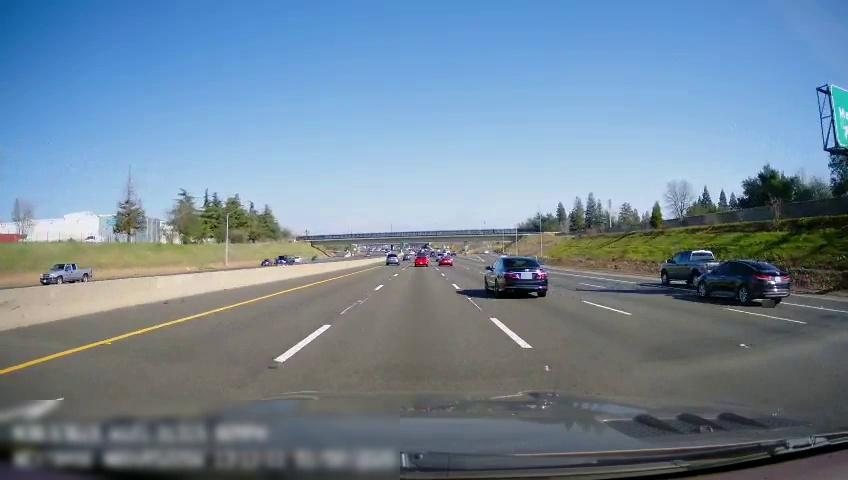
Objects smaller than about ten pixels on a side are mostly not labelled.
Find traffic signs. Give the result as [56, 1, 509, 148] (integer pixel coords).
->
[830, 84, 848, 148]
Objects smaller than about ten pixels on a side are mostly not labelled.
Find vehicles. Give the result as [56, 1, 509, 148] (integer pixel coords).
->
[437, 256, 452, 267]
[482, 255, 549, 299]
[275, 255, 295, 266]
[436, 253, 447, 262]
[414, 255, 429, 266]
[694, 259, 792, 307]
[260, 259, 274, 267]
[385, 253, 400, 266]
[40, 263, 89, 285]
[659, 249, 721, 289]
